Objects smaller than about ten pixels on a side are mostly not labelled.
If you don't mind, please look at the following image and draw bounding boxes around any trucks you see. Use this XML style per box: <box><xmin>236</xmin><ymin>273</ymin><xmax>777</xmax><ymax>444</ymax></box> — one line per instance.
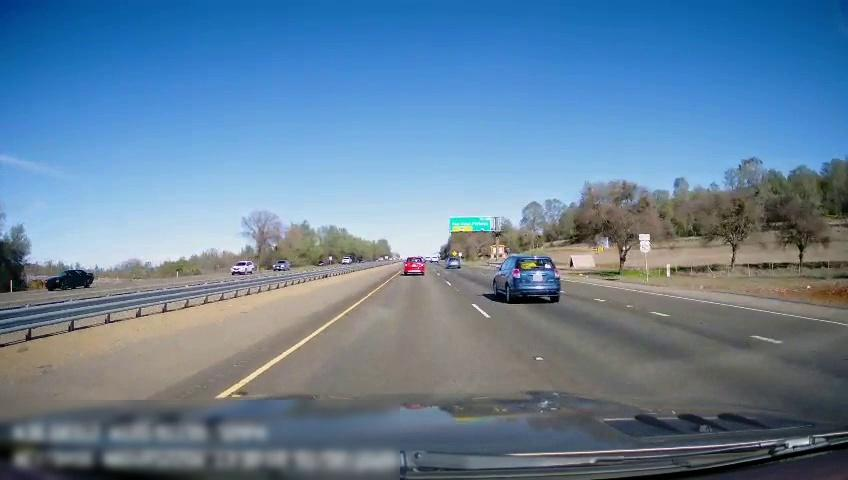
<box><xmin>341</xmin><ymin>256</ymin><xmax>353</xmax><ymax>264</ymax></box>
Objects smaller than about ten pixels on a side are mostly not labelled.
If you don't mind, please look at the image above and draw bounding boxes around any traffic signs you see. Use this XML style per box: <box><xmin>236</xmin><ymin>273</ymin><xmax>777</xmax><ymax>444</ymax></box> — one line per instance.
<box><xmin>448</xmin><ymin>216</ymin><xmax>495</xmax><ymax>232</ymax></box>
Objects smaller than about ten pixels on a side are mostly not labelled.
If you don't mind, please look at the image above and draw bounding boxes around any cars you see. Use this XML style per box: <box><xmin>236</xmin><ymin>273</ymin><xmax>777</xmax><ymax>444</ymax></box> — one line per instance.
<box><xmin>491</xmin><ymin>255</ymin><xmax>561</xmax><ymax>304</ymax></box>
<box><xmin>448</xmin><ymin>258</ymin><xmax>462</xmax><ymax>269</ymax></box>
<box><xmin>404</xmin><ymin>257</ymin><xmax>427</xmax><ymax>275</ymax></box>
<box><xmin>44</xmin><ymin>268</ymin><xmax>95</xmax><ymax>292</ymax></box>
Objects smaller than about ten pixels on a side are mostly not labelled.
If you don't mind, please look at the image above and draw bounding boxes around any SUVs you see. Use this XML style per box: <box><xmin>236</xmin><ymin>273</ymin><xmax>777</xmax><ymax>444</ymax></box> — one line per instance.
<box><xmin>272</xmin><ymin>260</ymin><xmax>291</xmax><ymax>272</ymax></box>
<box><xmin>229</xmin><ymin>261</ymin><xmax>256</xmax><ymax>276</ymax></box>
